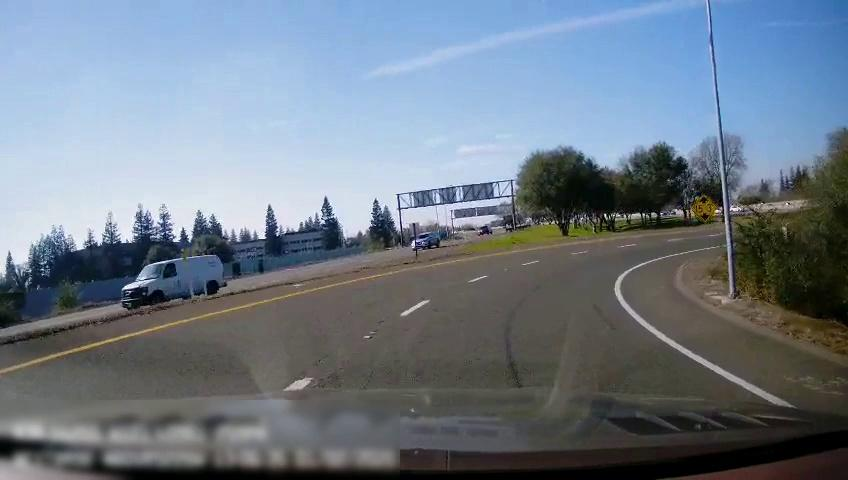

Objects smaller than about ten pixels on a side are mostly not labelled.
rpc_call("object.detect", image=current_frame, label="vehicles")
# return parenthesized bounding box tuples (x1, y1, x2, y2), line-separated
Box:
(478, 225, 493, 236)
(411, 232, 441, 250)
(120, 254, 225, 310)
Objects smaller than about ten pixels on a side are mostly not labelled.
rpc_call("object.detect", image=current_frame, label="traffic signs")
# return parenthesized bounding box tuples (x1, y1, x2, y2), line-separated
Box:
(691, 193, 719, 224)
